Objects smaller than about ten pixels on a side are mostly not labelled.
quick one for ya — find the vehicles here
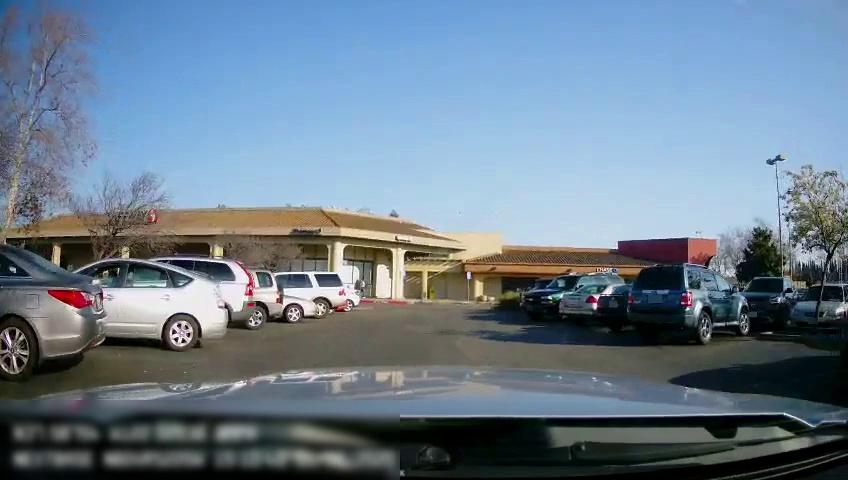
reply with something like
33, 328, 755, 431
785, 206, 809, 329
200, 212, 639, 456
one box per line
519, 274, 624, 321
628, 264, 751, 345
150, 258, 255, 327
73, 258, 227, 353
739, 277, 803, 331
840, 311, 848, 362
240, 272, 284, 330
599, 282, 633, 333
788, 284, 848, 336
268, 272, 346, 320
0, 244, 105, 384
341, 283, 360, 313
266, 294, 314, 324
559, 282, 624, 324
